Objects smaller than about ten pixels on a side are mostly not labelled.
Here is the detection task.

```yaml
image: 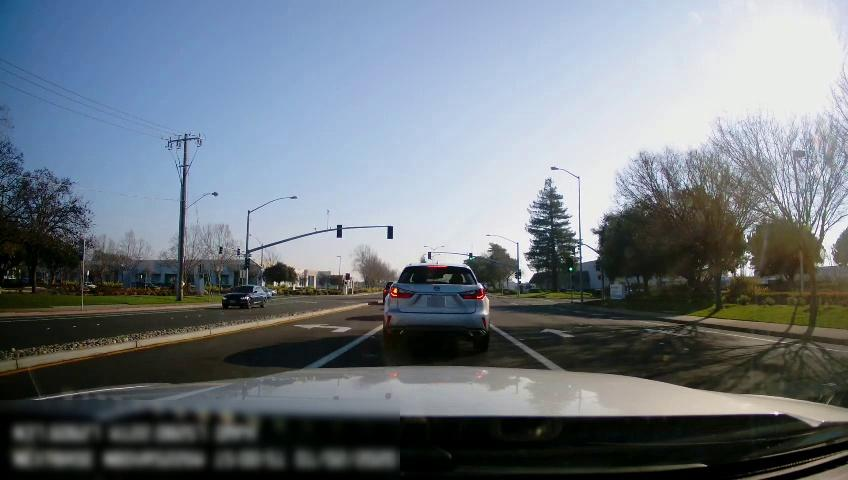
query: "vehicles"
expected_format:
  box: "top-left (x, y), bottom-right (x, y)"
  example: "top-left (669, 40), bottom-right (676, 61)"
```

top-left (382, 280), bottom-right (396, 305)
top-left (383, 263), bottom-right (490, 351)
top-left (221, 285), bottom-right (267, 310)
